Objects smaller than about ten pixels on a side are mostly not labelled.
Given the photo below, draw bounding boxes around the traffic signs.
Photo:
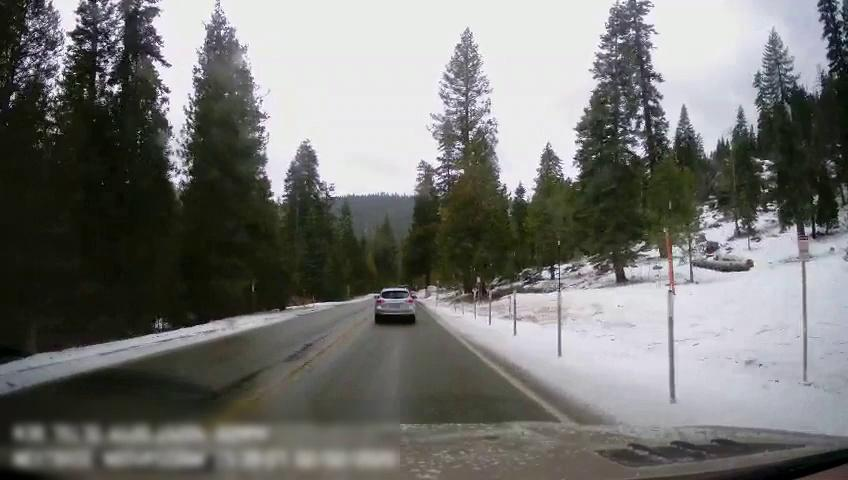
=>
[798,235,809,261]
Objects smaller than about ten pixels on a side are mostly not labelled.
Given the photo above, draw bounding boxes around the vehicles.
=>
[393,285,411,292]
[373,288,418,324]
